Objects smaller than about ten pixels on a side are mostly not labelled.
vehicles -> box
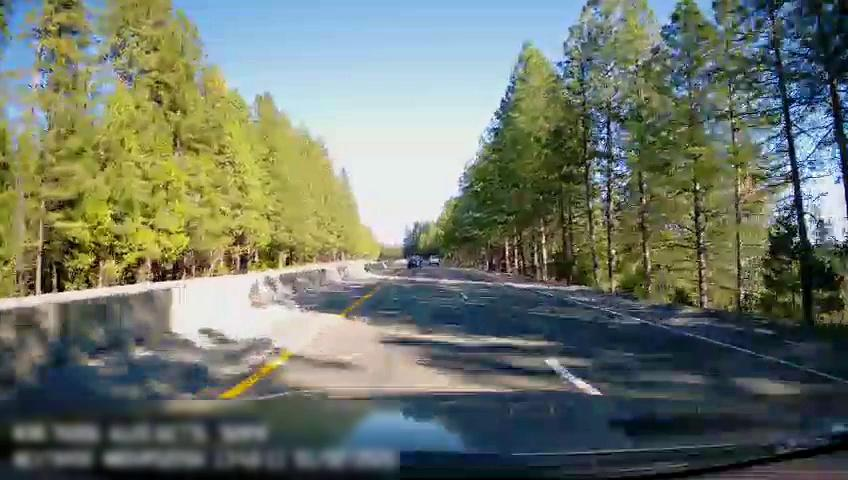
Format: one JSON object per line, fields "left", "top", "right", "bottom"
{"left": 408, "top": 258, "right": 421, "bottom": 268}
{"left": 429, "top": 256, "right": 441, "bottom": 265}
